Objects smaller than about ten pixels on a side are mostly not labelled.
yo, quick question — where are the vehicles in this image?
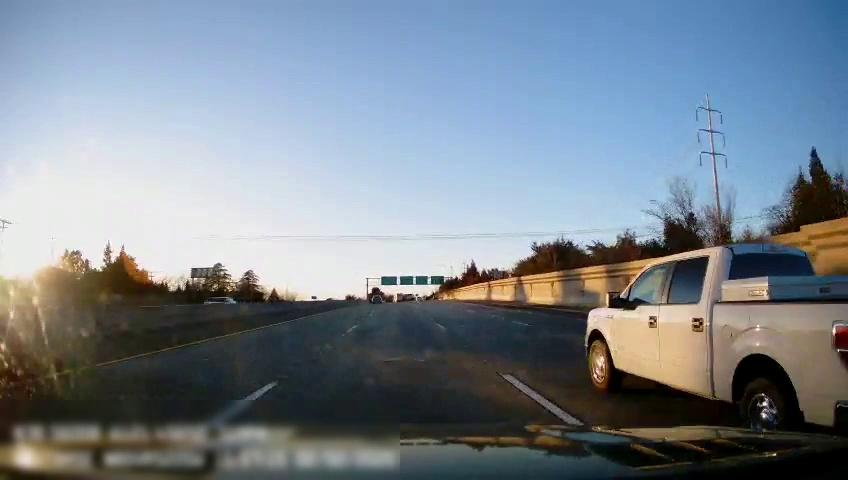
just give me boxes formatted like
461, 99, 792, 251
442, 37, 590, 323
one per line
393, 292, 404, 303
371, 294, 383, 305
203, 296, 236, 305
583, 242, 848, 433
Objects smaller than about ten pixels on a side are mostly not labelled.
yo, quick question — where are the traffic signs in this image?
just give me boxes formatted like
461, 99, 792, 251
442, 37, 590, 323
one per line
415, 276, 428, 286
399, 276, 415, 286
381, 275, 398, 286
430, 275, 445, 286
